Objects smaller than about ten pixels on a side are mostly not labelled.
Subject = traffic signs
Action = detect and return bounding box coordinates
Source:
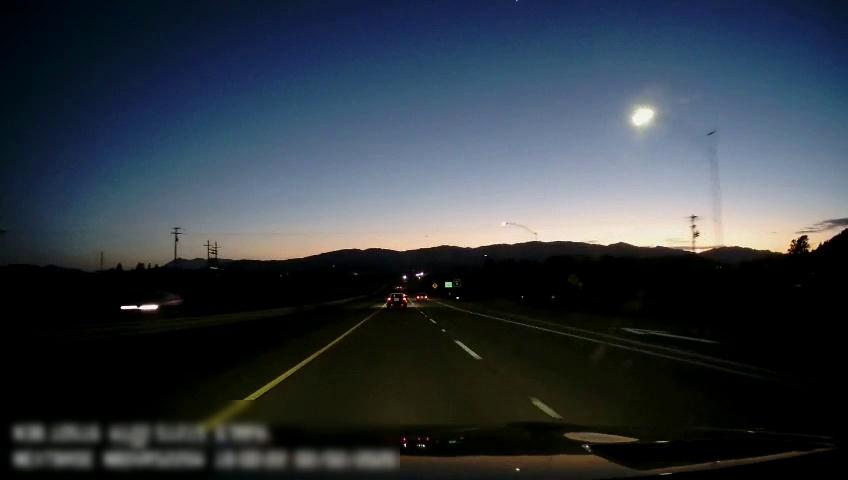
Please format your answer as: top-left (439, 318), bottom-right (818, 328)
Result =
top-left (566, 273), bottom-right (580, 286)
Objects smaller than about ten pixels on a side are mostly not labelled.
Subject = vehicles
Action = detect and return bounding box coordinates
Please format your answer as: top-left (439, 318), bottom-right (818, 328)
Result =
top-left (115, 291), bottom-right (184, 321)
top-left (387, 293), bottom-right (407, 308)
top-left (415, 293), bottom-right (428, 303)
